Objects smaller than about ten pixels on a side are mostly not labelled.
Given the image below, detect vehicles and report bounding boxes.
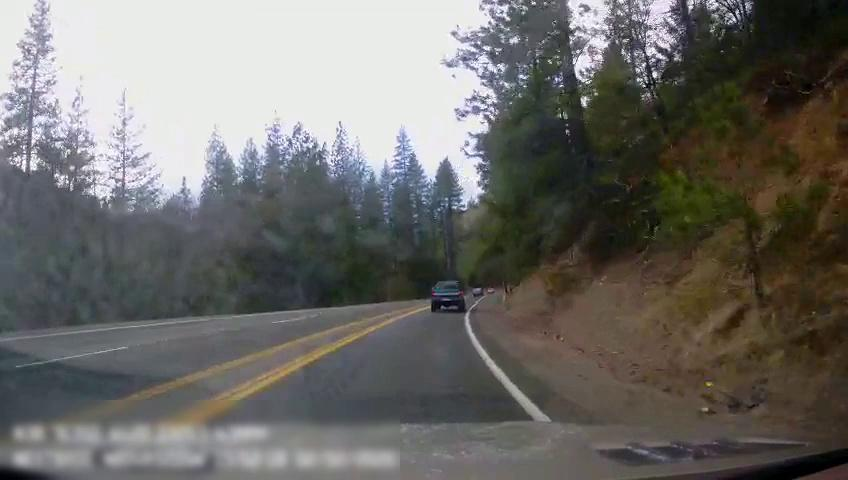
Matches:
[430,280,467,312]
[471,287,484,297]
